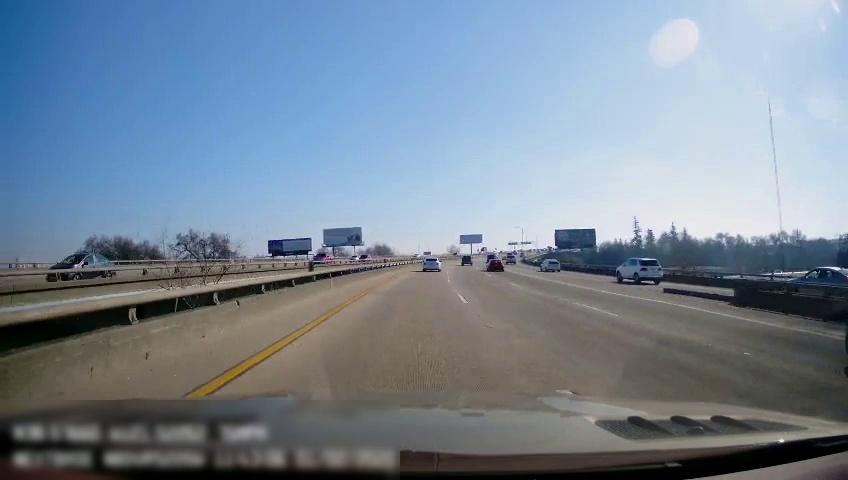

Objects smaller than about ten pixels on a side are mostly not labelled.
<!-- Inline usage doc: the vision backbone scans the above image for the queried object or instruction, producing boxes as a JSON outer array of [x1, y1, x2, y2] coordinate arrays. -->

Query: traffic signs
[[520, 241, 532, 246], [507, 241, 518, 246]]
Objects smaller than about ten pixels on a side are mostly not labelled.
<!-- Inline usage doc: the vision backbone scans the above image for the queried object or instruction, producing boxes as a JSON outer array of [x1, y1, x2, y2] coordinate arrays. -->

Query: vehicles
[[310, 252, 335, 265], [504, 254, 517, 265], [47, 252, 119, 283], [487, 260, 504, 272], [616, 257, 664, 285], [788, 267, 848, 286], [539, 258, 561, 272], [486, 253, 497, 263], [422, 255, 442, 272], [350, 256, 361, 263], [461, 256, 473, 266]]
